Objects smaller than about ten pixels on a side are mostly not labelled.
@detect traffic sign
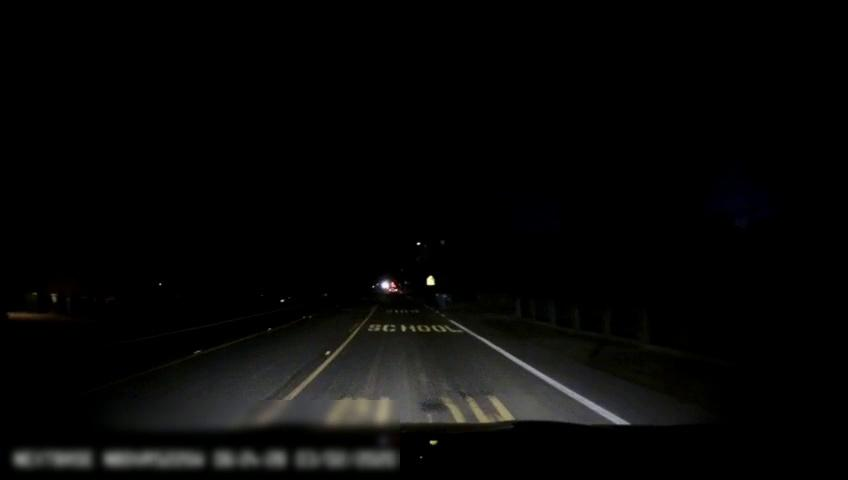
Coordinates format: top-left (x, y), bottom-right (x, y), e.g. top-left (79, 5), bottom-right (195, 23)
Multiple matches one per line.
top-left (426, 274), bottom-right (435, 286)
